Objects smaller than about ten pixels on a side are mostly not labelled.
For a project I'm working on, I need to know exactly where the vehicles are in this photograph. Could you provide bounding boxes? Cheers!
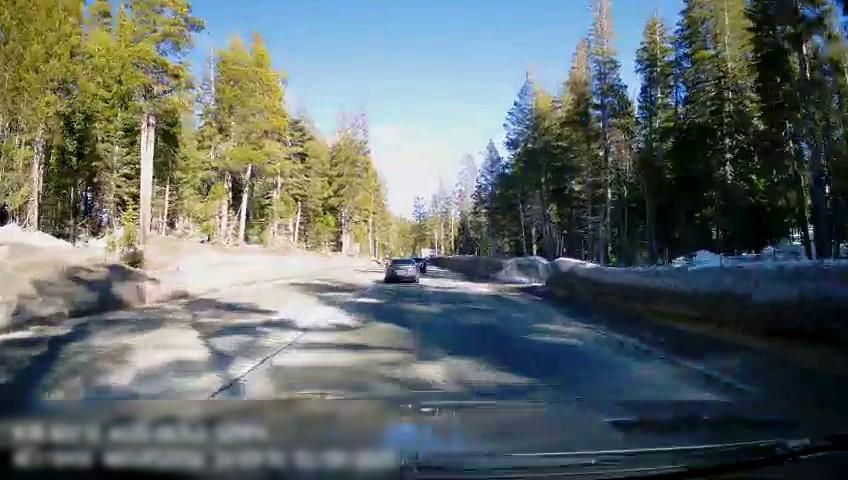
[384,256,420,283]
[413,257,428,274]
